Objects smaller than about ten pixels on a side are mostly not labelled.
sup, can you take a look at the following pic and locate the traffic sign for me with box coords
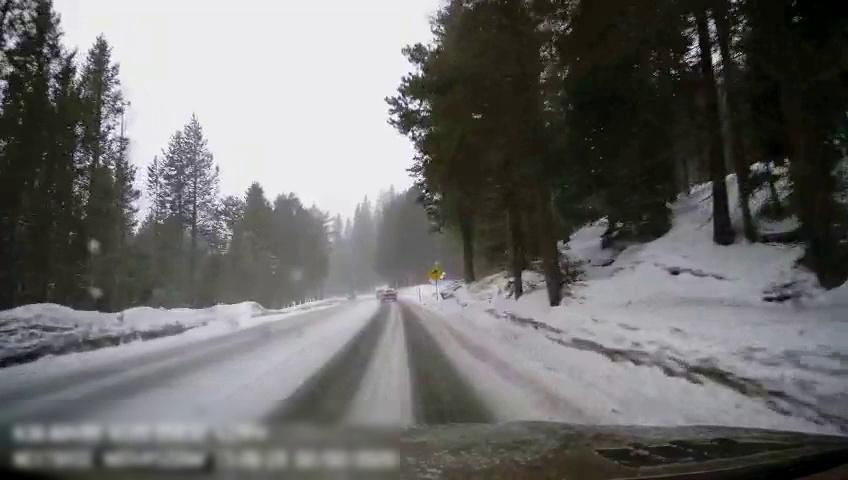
[426,264,444,282]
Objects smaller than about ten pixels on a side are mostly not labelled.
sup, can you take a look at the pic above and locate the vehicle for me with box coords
[381,288,398,302]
